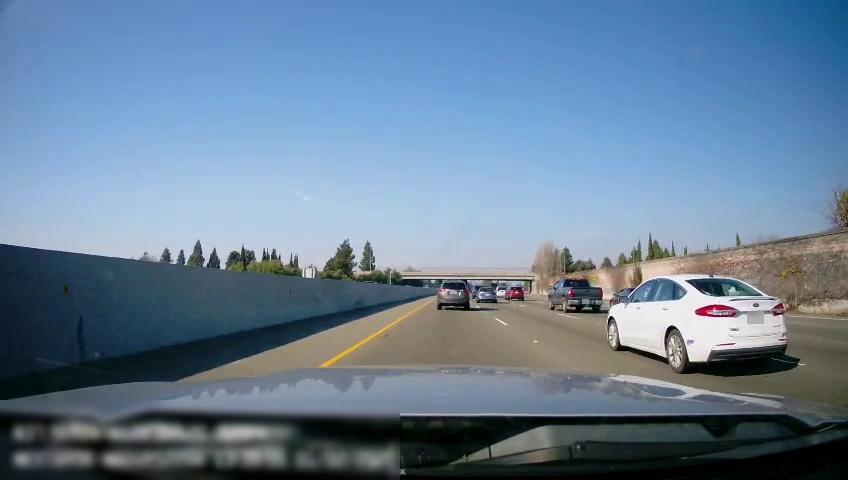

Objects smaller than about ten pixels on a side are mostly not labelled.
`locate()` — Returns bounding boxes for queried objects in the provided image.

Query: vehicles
[436,279,471,312]
[475,286,497,304]
[546,278,604,314]
[471,284,485,300]
[495,286,506,297]
[604,272,790,376]
[609,287,638,313]
[504,286,525,302]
